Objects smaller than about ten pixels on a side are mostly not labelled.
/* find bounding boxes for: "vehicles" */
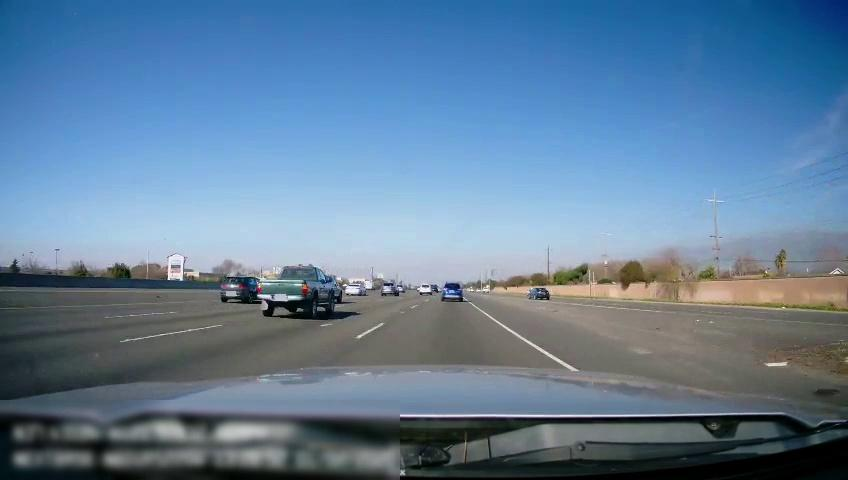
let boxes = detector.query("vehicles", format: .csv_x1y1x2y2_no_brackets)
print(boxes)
419,282,433,296
256,266,337,319
380,282,400,297
527,287,550,300
393,283,406,294
344,283,367,297
219,275,261,304
321,275,344,304
441,281,464,303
